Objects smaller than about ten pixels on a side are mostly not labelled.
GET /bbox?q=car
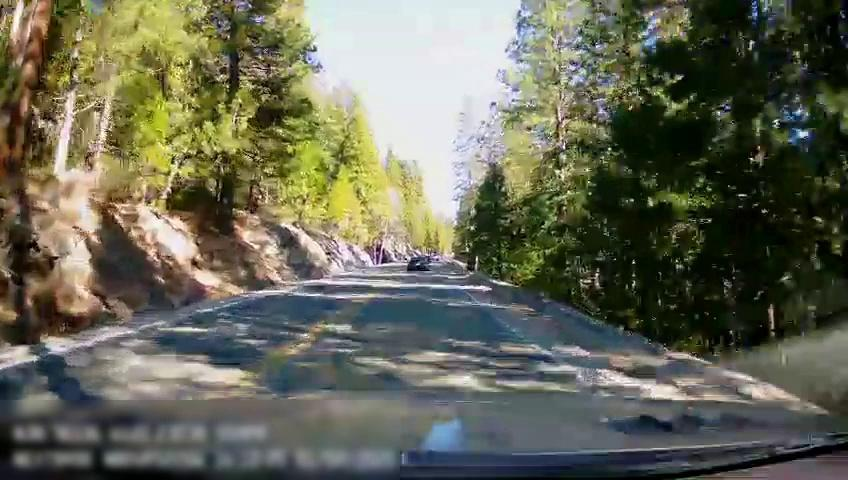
[408,254,430,273]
